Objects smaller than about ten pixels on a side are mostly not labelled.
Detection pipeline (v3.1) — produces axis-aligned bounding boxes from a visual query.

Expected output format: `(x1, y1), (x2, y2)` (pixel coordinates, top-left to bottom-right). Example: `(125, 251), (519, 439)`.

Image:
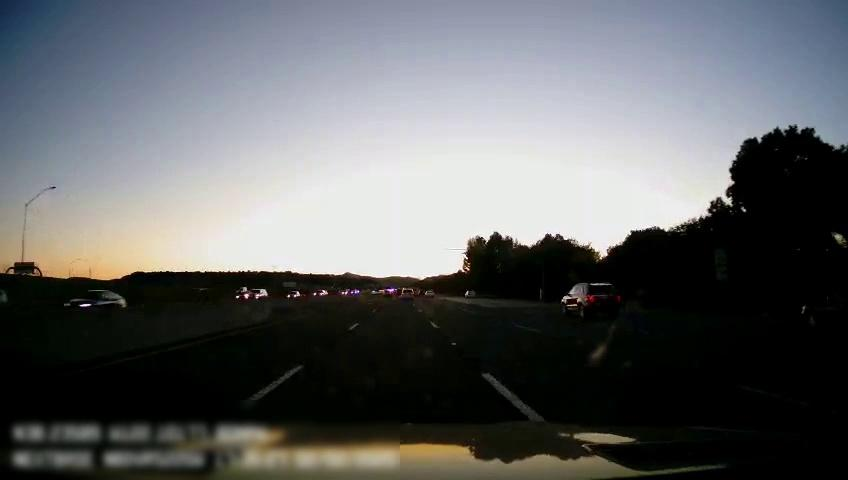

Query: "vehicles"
(464, 290), (476, 299)
(312, 289), (329, 297)
(63, 289), (127, 310)
(800, 291), (848, 330)
(287, 290), (301, 299)
(400, 288), (415, 301)
(559, 282), (622, 320)
(243, 288), (268, 300)
(423, 290), (435, 299)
